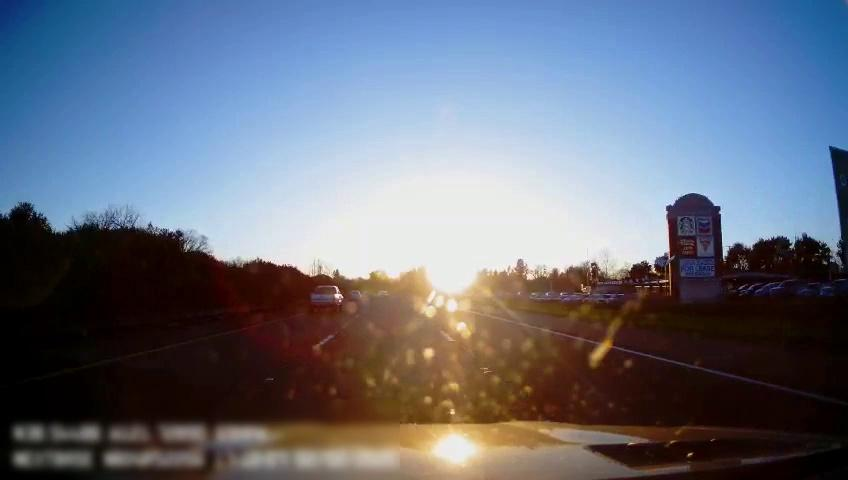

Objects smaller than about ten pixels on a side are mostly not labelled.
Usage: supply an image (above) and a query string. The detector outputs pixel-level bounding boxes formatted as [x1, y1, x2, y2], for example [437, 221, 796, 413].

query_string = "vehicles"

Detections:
[309, 285, 344, 316]
[583, 294, 602, 304]
[795, 285, 820, 297]
[739, 283, 767, 297]
[348, 289, 364, 303]
[818, 285, 841, 298]
[753, 282, 781, 297]
[597, 293, 619, 306]
[769, 279, 805, 297]
[728, 282, 756, 296]
[376, 289, 389, 300]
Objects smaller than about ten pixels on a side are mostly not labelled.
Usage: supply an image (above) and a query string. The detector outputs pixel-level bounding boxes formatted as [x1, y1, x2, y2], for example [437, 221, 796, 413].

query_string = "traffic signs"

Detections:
[828, 144, 848, 242]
